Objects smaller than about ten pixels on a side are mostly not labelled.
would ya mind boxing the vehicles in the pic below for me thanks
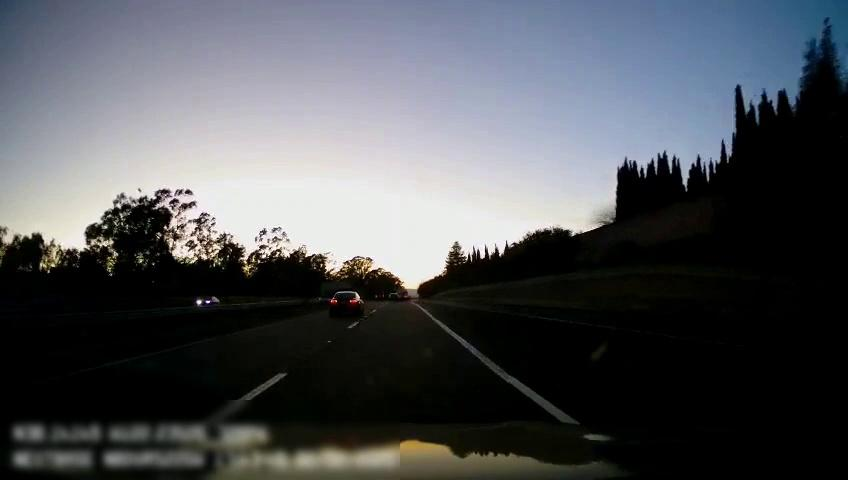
[329,290,365,317]
[396,289,410,300]
[196,295,220,306]
[388,292,399,301]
